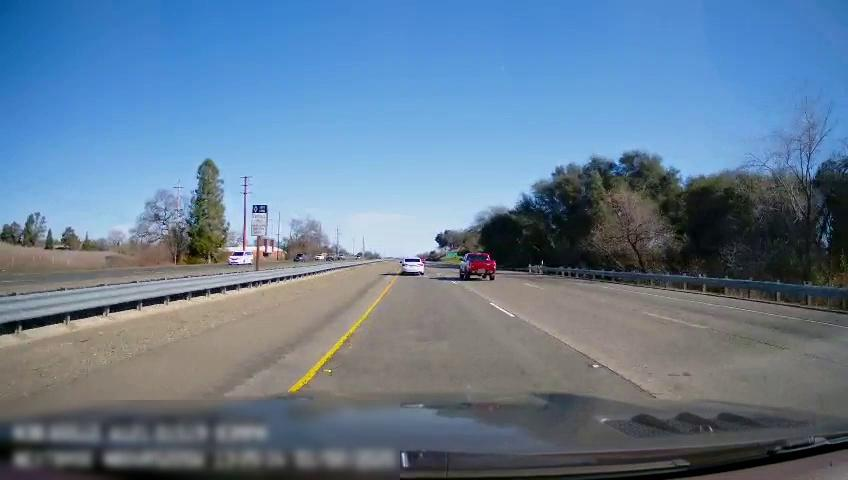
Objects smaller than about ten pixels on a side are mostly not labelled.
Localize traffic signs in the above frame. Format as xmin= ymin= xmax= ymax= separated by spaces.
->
xmin=250 ymin=204 xmax=268 ymax=236
xmin=447 ymin=252 xmax=458 ymax=259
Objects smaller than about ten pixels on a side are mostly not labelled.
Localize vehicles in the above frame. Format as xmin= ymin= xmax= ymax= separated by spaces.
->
xmin=314 ymin=253 xmax=327 ymax=261
xmin=399 ymin=257 xmax=425 ymax=276
xmin=292 ymin=253 xmax=308 ymax=264
xmin=457 ymin=252 xmax=496 ymax=280
xmin=323 ymin=253 xmax=338 ymax=262
xmin=226 ymin=250 xmax=254 ymax=265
